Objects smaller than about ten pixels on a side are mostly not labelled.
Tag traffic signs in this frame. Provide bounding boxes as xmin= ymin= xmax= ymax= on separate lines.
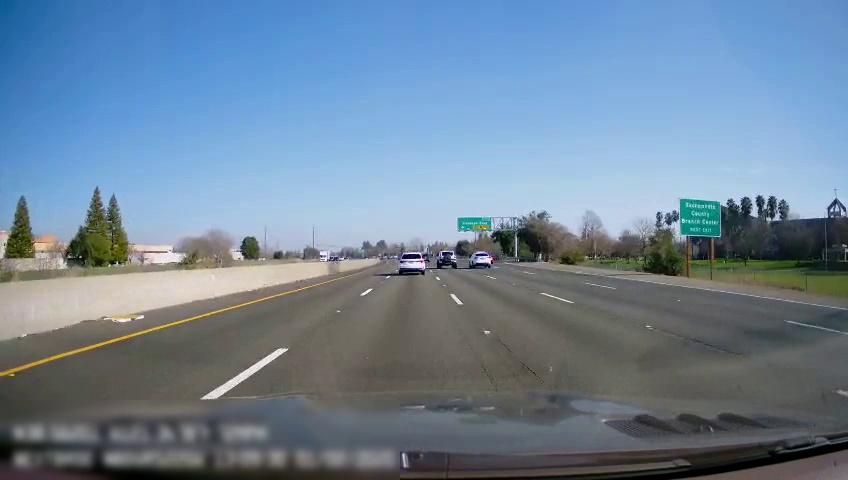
xmin=456 ymin=217 xmax=494 ymax=232
xmin=679 ymin=198 xmax=721 ymax=238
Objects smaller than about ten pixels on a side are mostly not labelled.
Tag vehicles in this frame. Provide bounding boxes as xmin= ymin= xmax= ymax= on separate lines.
xmin=319 ymin=251 xmax=332 ymax=263
xmin=467 ymin=251 xmax=492 ymax=269
xmin=397 ymin=251 xmax=426 ymax=276
xmin=421 ymin=253 xmax=432 ymax=263
xmin=435 ymin=249 xmax=459 ymax=270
